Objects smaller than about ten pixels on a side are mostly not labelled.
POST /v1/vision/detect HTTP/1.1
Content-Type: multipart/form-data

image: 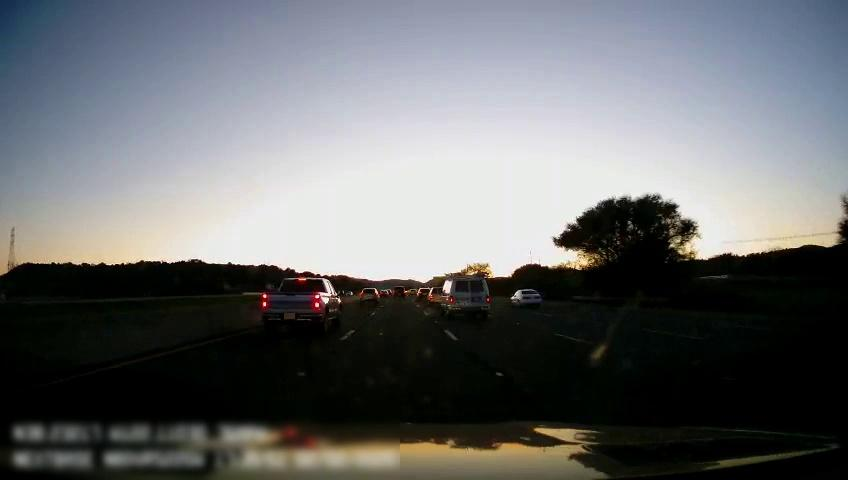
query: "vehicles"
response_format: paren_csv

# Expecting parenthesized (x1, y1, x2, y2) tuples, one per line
(510, 289, 541, 307)
(427, 286, 442, 304)
(379, 288, 390, 296)
(392, 285, 406, 298)
(359, 288, 381, 304)
(260, 277, 343, 334)
(440, 277, 492, 318)
(416, 287, 430, 301)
